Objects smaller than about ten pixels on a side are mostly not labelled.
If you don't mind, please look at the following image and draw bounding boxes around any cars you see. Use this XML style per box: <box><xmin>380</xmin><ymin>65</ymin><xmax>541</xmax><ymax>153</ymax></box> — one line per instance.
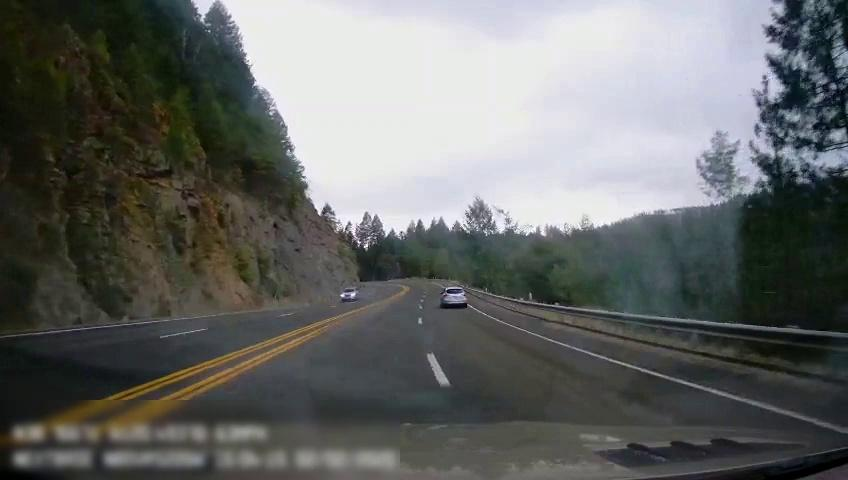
<box><xmin>440</xmin><ymin>286</ymin><xmax>468</xmax><ymax>309</ymax></box>
<box><xmin>340</xmin><ymin>288</ymin><xmax>360</xmax><ymax>302</ymax></box>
